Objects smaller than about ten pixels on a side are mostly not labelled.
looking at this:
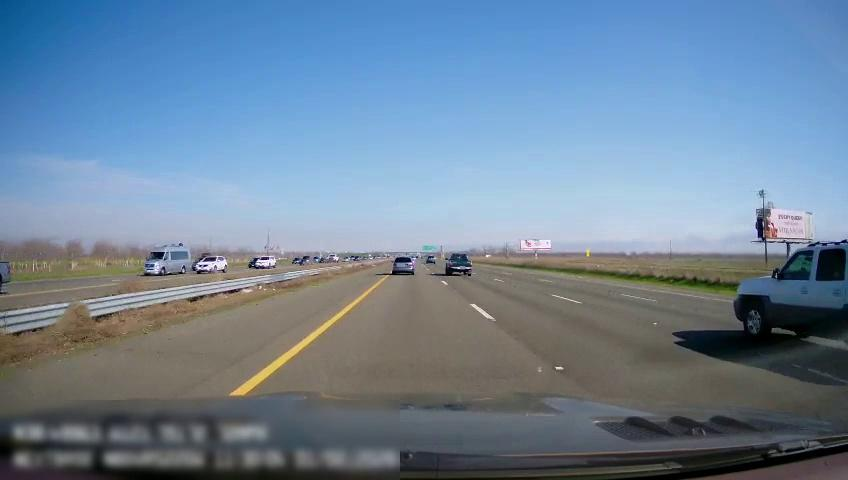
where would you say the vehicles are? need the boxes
[391,256,415,275]
[733,242,848,343]
[0,260,16,294]
[327,253,340,264]
[248,258,259,268]
[291,257,302,265]
[317,256,329,265]
[445,254,473,276]
[196,256,228,275]
[255,256,276,269]
[144,247,192,276]
[191,256,208,271]
[300,256,314,266]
